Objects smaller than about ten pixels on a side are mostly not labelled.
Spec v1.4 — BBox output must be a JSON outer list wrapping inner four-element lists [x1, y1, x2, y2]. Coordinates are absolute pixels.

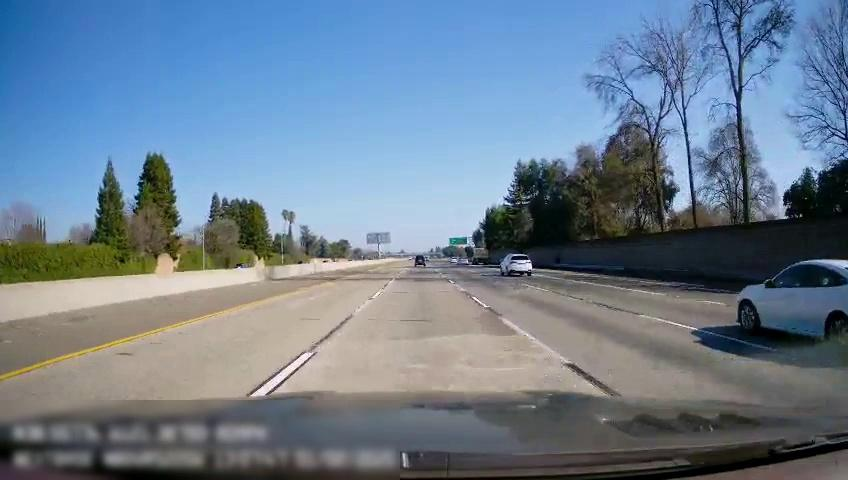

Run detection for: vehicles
[[736, 259, 848, 350], [233, 263, 249, 269], [500, 253, 533, 277], [456, 256, 469, 265], [414, 254, 426, 267], [470, 248, 490, 265]]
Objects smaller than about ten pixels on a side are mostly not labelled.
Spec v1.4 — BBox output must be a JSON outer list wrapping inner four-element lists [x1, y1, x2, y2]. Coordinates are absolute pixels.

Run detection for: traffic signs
[[448, 237, 468, 245]]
